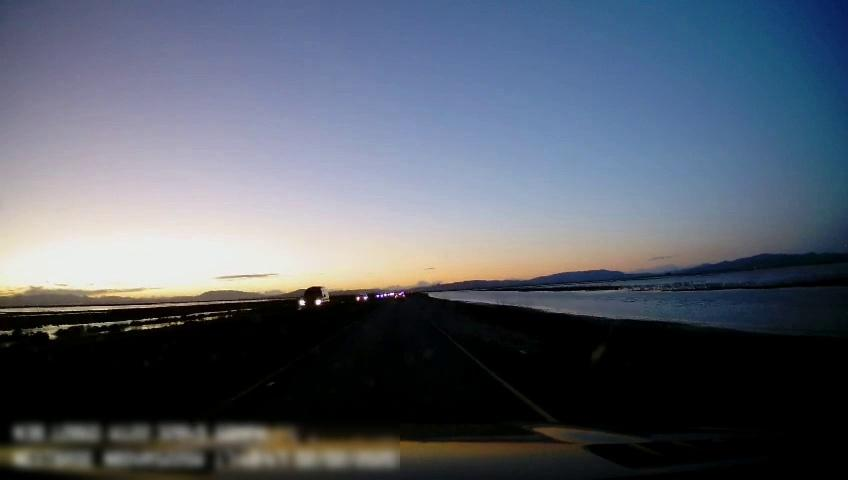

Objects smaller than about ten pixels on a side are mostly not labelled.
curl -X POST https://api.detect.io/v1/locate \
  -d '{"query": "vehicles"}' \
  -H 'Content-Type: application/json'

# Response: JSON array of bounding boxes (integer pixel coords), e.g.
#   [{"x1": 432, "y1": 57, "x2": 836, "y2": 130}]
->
[
  {"x1": 355, "y1": 293, "x2": 369, "y2": 303},
  {"x1": 297, "y1": 286, "x2": 330, "y2": 310},
  {"x1": 393, "y1": 291, "x2": 405, "y2": 300}
]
